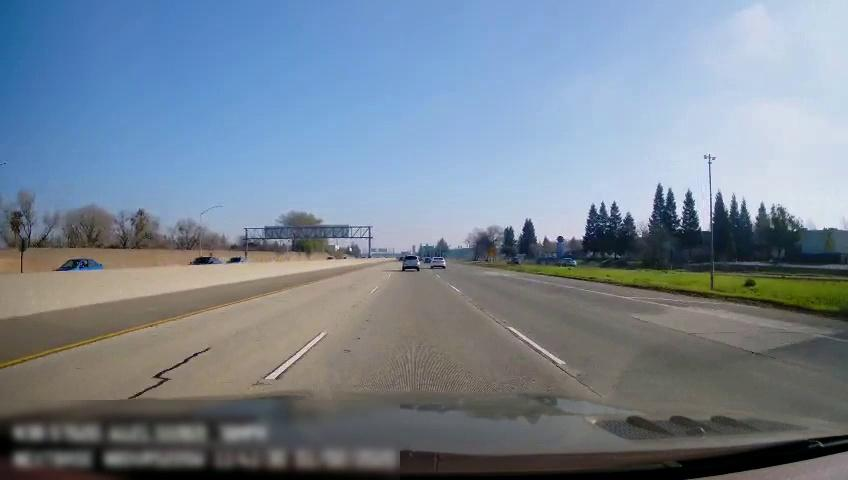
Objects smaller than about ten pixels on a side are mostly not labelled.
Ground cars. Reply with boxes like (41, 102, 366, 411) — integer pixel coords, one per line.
(190, 255, 225, 266)
(53, 258, 105, 272)
(558, 257, 577, 267)
(225, 256, 247, 264)
(430, 257, 446, 269)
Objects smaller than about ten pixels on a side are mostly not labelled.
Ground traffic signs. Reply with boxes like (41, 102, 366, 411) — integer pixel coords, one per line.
(301, 224, 350, 240)
(488, 247, 497, 258)
(263, 224, 296, 240)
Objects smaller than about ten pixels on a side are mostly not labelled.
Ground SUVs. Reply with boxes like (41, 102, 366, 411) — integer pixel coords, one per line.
(401, 256, 420, 271)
